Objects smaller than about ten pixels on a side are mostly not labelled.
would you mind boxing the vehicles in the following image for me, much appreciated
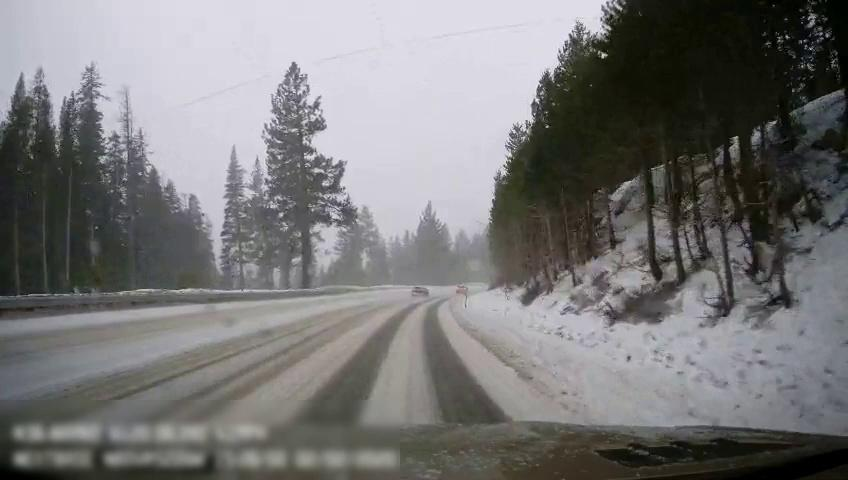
[454,284,467,294]
[411,284,429,297]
